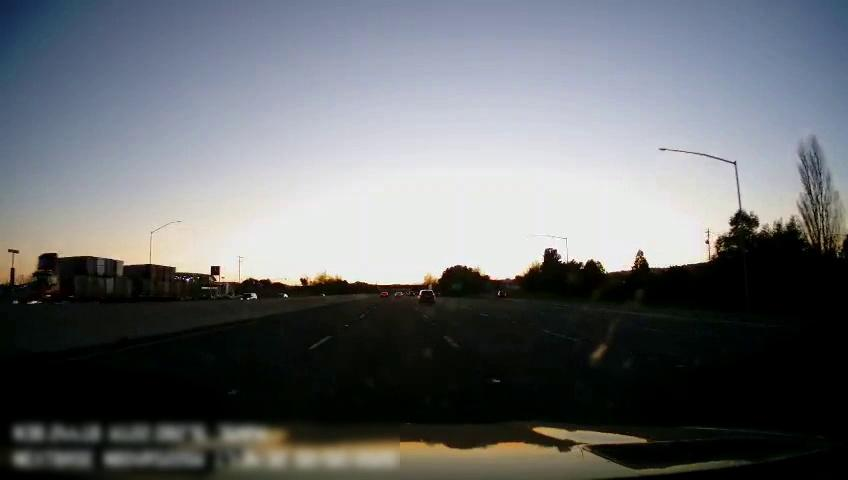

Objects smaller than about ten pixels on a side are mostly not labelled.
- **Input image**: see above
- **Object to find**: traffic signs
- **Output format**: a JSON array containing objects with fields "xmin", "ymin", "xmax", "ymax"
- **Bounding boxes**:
[{"xmin": 452, "ymin": 283, "xmax": 463, "ymax": 291}]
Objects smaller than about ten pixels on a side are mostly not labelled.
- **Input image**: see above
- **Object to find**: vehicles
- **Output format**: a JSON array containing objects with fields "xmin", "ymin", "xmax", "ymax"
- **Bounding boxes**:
[
  {"xmin": 240, "ymin": 293, "xmax": 258, "ymax": 301},
  {"xmin": 417, "ymin": 289, "xmax": 436, "ymax": 304},
  {"xmin": 273, "ymin": 293, "xmax": 289, "ymax": 299},
  {"xmin": 429, "ymin": 284, "xmax": 438, "ymax": 297}
]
